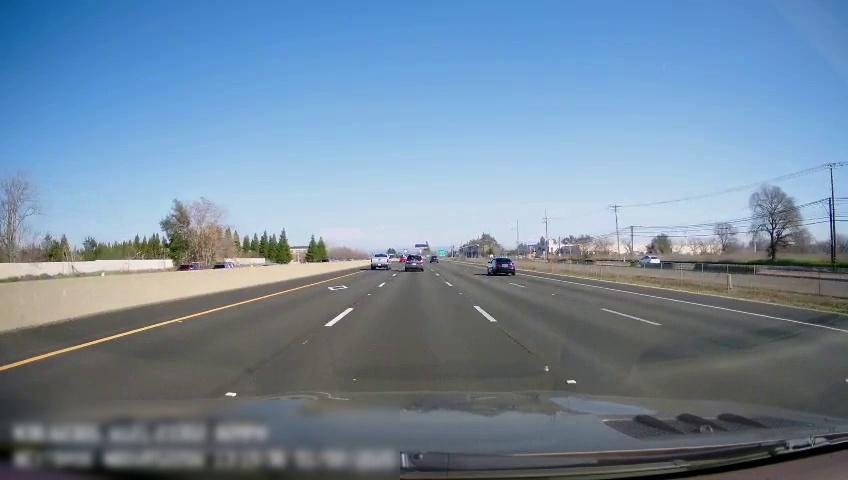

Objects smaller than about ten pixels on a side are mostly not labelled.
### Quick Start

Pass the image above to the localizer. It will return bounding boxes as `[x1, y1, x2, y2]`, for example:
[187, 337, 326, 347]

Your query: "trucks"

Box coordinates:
[370, 252, 392, 271]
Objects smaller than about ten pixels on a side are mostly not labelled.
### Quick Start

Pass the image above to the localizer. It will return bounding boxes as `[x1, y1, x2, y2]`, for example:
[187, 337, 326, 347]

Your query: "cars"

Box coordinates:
[487, 258, 515, 276]
[640, 255, 660, 268]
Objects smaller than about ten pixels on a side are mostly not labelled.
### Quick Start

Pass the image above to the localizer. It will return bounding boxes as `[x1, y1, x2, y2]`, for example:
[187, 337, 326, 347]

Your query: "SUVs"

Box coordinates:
[404, 254, 425, 271]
